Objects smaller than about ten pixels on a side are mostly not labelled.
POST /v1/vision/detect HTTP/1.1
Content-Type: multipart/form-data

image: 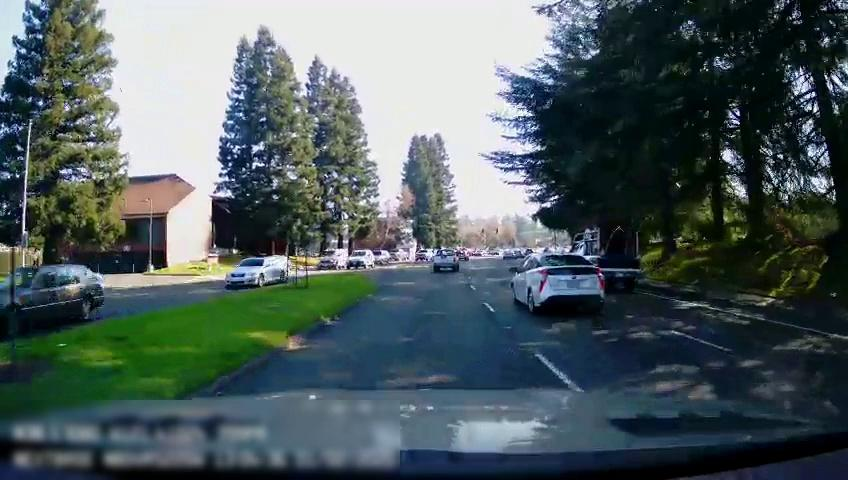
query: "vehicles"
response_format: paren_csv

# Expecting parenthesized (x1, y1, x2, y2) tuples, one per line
(456, 249, 469, 261)
(318, 247, 349, 272)
(432, 247, 461, 274)
(502, 250, 513, 259)
(415, 247, 437, 261)
(569, 219, 640, 289)
(508, 252, 607, 316)
(471, 247, 482, 256)
(223, 254, 292, 290)
(389, 248, 410, 262)
(513, 250, 523, 258)
(0, 264, 107, 341)
(344, 249, 376, 270)
(372, 250, 392, 264)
